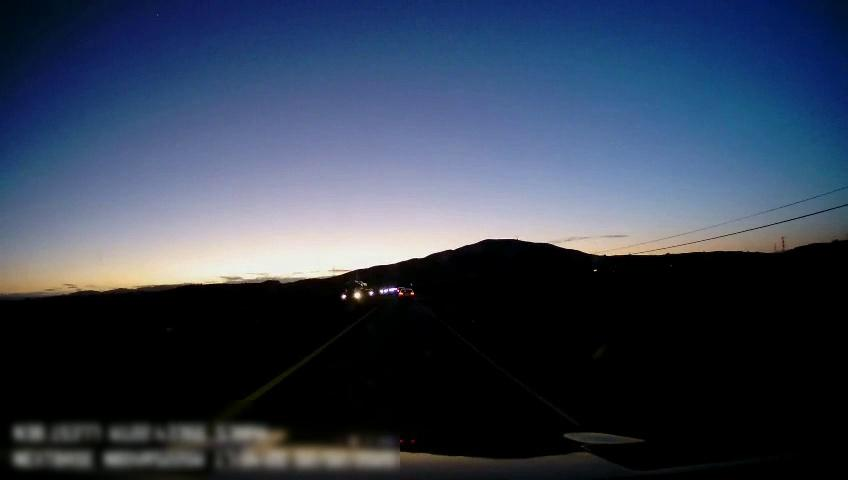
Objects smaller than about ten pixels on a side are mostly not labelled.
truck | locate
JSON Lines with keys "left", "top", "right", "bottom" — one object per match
{"left": 340, "top": 279, "right": 370, "bottom": 304}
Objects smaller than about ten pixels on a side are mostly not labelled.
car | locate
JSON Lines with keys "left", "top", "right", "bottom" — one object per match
{"left": 398, "top": 287, "right": 415, "bottom": 300}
